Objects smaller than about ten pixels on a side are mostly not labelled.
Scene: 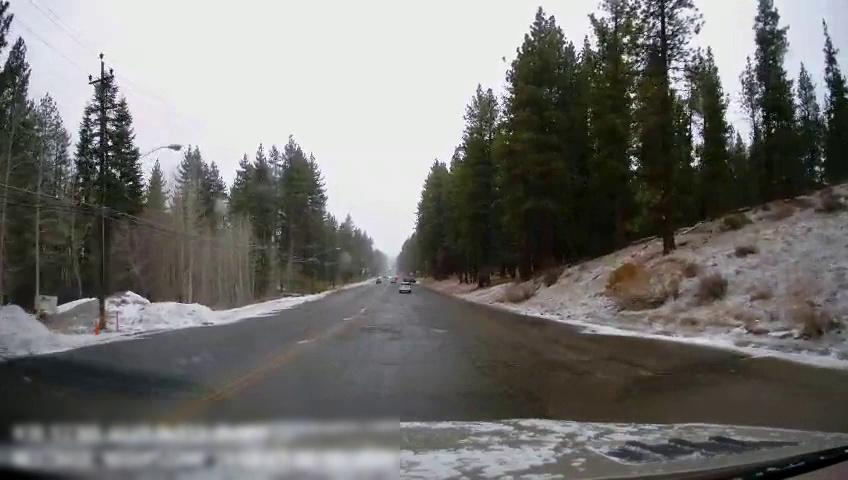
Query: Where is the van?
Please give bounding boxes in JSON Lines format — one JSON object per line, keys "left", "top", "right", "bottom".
{"left": 398, "top": 281, "right": 414, "bottom": 295}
